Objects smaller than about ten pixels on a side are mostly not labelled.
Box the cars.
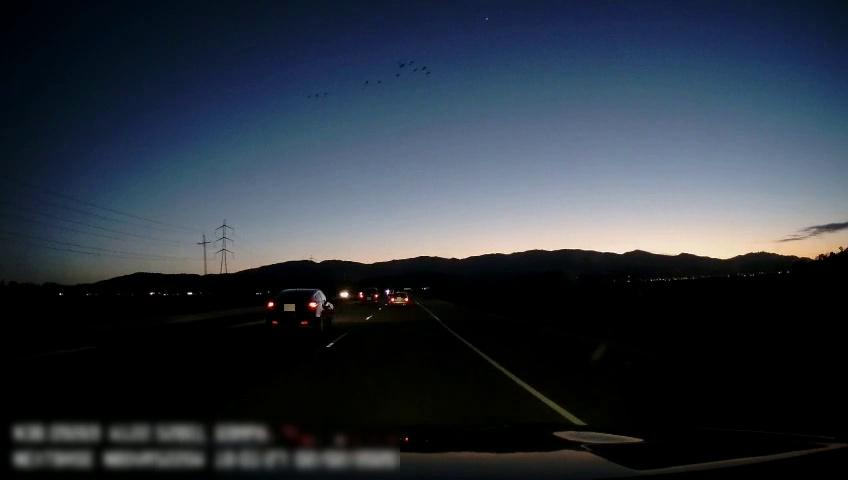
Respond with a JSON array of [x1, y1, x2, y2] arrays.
[[268, 288, 332, 328], [360, 286, 380, 302], [389, 290, 408, 305]]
